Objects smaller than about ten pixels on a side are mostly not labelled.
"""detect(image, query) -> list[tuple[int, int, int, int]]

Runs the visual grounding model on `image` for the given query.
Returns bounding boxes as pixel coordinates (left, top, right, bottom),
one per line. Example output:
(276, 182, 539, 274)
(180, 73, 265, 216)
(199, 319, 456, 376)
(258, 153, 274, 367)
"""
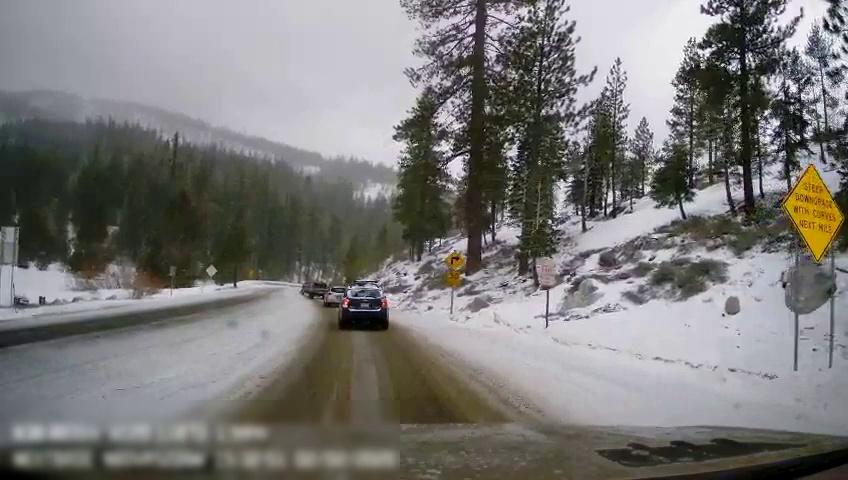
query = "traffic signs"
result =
(779, 161, 845, 262)
(446, 272, 462, 287)
(0, 226, 20, 266)
(536, 258, 558, 287)
(205, 264, 218, 278)
(443, 249, 465, 272)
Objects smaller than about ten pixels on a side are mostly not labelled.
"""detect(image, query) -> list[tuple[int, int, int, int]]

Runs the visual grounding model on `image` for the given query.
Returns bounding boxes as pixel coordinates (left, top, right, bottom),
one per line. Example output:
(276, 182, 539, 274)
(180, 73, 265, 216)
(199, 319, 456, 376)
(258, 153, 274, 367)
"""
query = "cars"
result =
(338, 281, 389, 330)
(323, 286, 350, 308)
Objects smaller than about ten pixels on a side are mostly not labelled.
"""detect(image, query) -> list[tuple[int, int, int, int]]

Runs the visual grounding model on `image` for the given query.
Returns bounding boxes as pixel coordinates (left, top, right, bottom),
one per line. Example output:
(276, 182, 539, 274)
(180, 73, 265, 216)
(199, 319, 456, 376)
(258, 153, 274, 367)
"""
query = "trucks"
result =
(308, 281, 330, 299)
